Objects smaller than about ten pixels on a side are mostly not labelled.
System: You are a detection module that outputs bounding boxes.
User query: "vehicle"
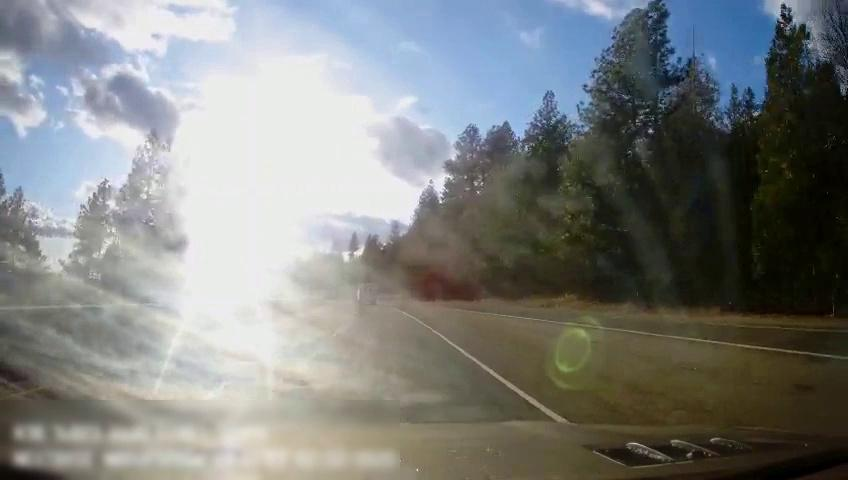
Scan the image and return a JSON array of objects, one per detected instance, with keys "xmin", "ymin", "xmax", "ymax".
[{"xmin": 356, "ymin": 283, "xmax": 378, "ymax": 305}]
